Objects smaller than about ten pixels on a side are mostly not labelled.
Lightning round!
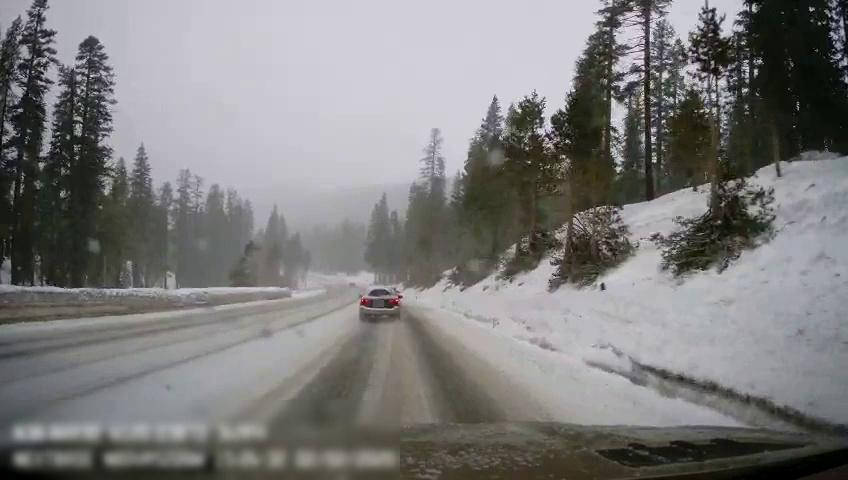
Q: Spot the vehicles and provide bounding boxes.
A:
[378,287,401,306]
[358,285,404,322]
